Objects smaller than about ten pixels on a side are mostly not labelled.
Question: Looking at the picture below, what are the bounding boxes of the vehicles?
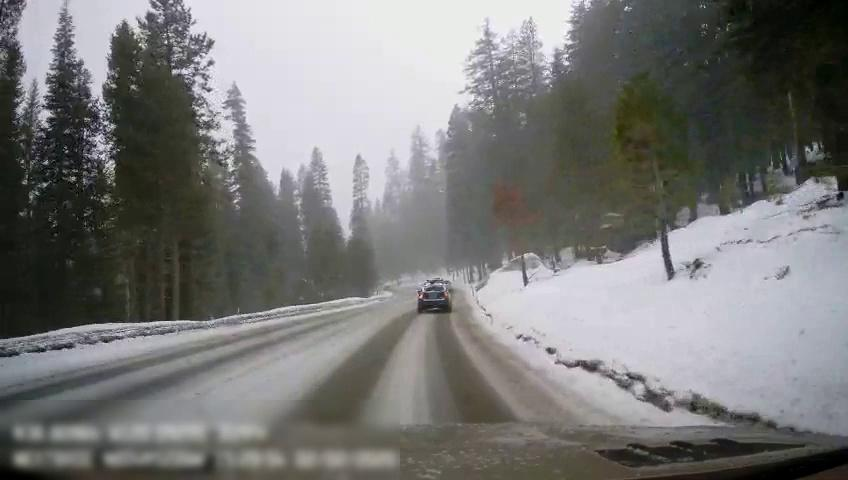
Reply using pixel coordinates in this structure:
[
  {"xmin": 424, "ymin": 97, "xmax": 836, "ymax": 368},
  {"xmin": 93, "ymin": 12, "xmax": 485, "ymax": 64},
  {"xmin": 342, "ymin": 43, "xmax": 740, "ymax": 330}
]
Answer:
[
  {"xmin": 417, "ymin": 278, "xmax": 453, "ymax": 313},
  {"xmin": 440, "ymin": 280, "xmax": 453, "ymax": 293}
]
